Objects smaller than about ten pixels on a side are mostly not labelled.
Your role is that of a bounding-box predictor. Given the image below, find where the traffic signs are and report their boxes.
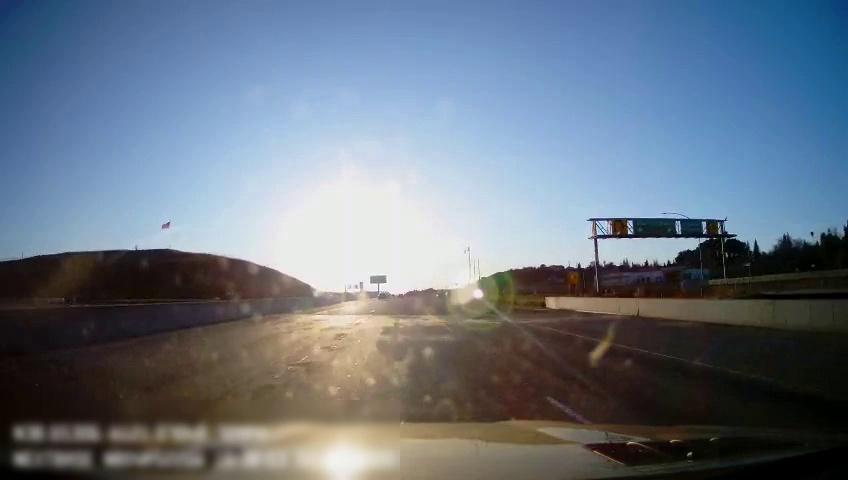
[632,217,677,237]
[706,219,718,235]
[680,219,704,236]
[568,271,580,286]
[611,218,629,235]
